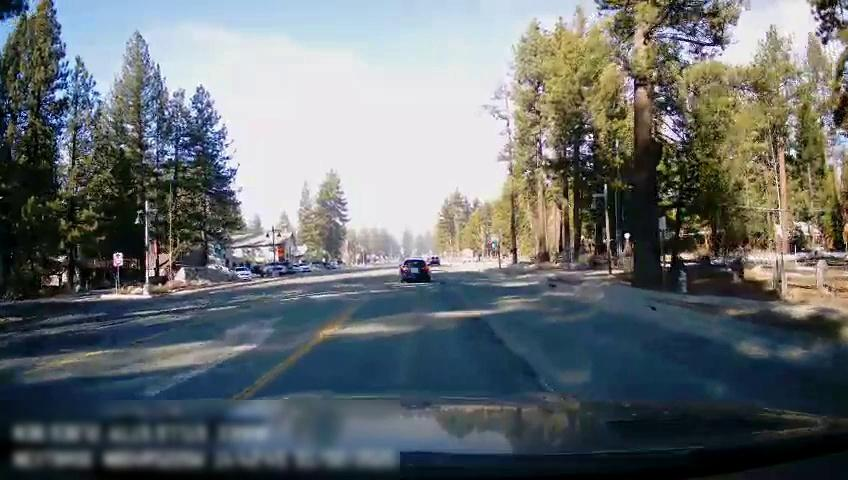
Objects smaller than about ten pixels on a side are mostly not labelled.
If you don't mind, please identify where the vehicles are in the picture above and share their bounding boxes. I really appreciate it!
[430,255,441,264]
[400,257,432,284]
[290,262,313,273]
[269,264,289,275]
[232,266,253,280]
